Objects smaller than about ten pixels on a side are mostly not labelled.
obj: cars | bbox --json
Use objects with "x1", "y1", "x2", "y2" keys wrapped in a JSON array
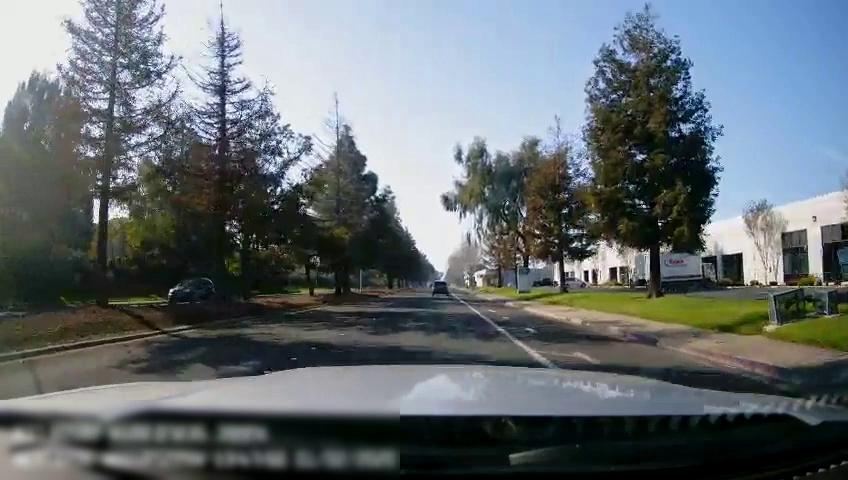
[{"x1": 566, "y1": 276, "x2": 587, "y2": 289}]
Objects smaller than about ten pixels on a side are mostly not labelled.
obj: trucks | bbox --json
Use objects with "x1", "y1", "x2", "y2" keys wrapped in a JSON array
[
  {"x1": 532, "y1": 277, "x2": 558, "y2": 289},
  {"x1": 660, "y1": 253, "x2": 719, "y2": 292},
  {"x1": 625, "y1": 255, "x2": 650, "y2": 289}
]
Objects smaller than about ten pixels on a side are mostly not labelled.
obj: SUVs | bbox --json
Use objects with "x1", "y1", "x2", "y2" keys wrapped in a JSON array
[
  {"x1": 167, "y1": 278, "x2": 218, "y2": 305},
  {"x1": 431, "y1": 280, "x2": 448, "y2": 295}
]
